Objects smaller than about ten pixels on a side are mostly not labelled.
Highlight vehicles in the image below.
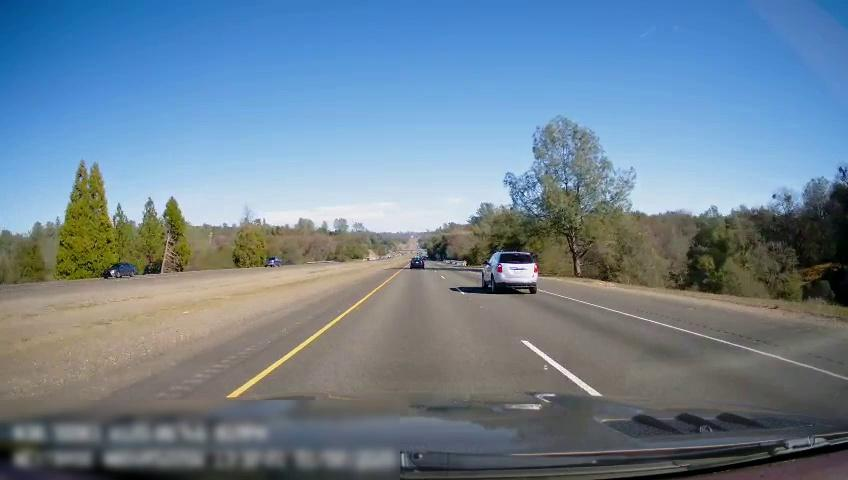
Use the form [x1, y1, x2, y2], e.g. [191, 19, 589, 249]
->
[264, 257, 282, 268]
[482, 251, 539, 294]
[411, 258, 424, 269]
[103, 262, 137, 279]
